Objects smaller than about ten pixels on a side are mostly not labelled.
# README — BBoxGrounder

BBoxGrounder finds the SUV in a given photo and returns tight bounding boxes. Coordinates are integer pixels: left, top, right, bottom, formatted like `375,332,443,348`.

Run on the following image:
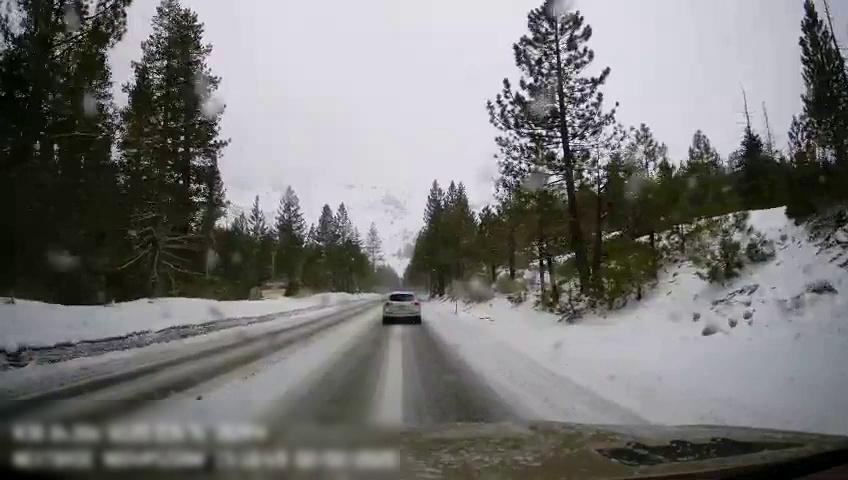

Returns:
382,292,422,325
